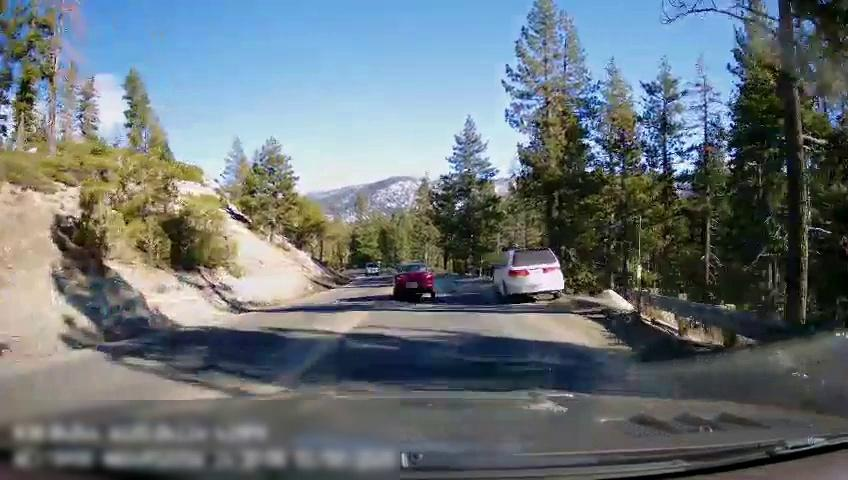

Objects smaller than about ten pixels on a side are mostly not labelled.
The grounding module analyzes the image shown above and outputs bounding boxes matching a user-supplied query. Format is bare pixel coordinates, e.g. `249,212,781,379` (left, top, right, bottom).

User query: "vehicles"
393,263,437,300
492,248,565,303
365,263,380,276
